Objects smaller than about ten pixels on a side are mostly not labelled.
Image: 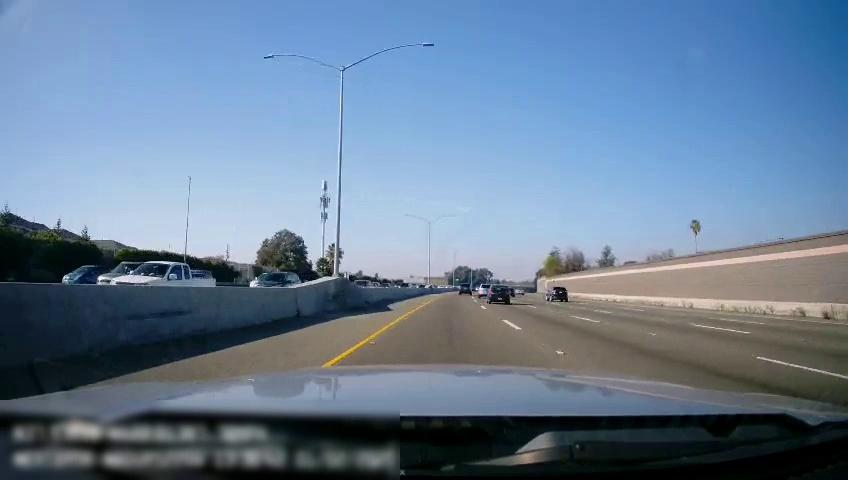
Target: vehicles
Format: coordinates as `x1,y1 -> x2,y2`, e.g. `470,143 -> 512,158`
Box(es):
486,286 -> 510,305
354,280 -> 372,287
546,286 -> 569,302
190,269 -> 214,279
110,262 -> 216,286
478,285 -> 492,299
250,271 -> 302,288
62,265 -> 112,284
458,282 -> 472,295
96,261 -> 144,284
